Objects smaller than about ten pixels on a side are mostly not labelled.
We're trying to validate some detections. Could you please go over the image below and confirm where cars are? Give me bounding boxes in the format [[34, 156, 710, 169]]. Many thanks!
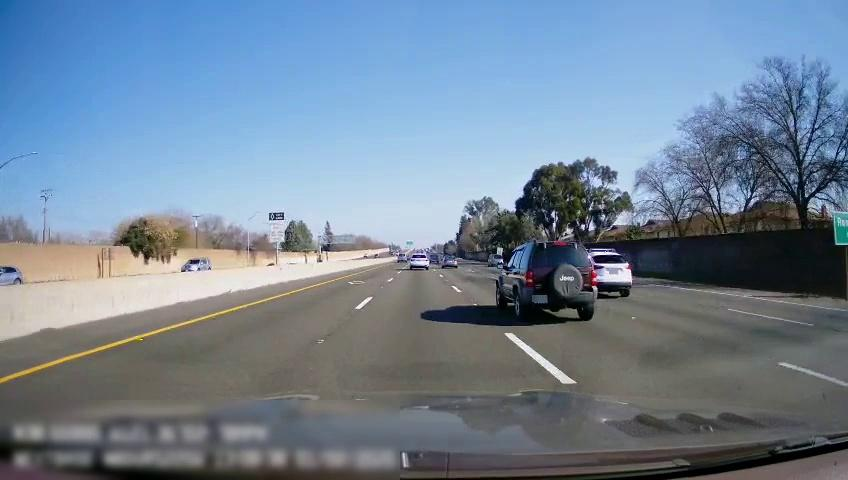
[[441, 254, 458, 269], [397, 252, 408, 263], [180, 257, 213, 273], [0, 265, 24, 287], [487, 253, 506, 268]]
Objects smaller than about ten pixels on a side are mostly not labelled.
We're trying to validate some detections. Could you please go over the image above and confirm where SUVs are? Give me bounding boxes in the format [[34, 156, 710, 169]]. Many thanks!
[[409, 253, 430, 270], [591, 251, 634, 298], [495, 242, 598, 322]]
